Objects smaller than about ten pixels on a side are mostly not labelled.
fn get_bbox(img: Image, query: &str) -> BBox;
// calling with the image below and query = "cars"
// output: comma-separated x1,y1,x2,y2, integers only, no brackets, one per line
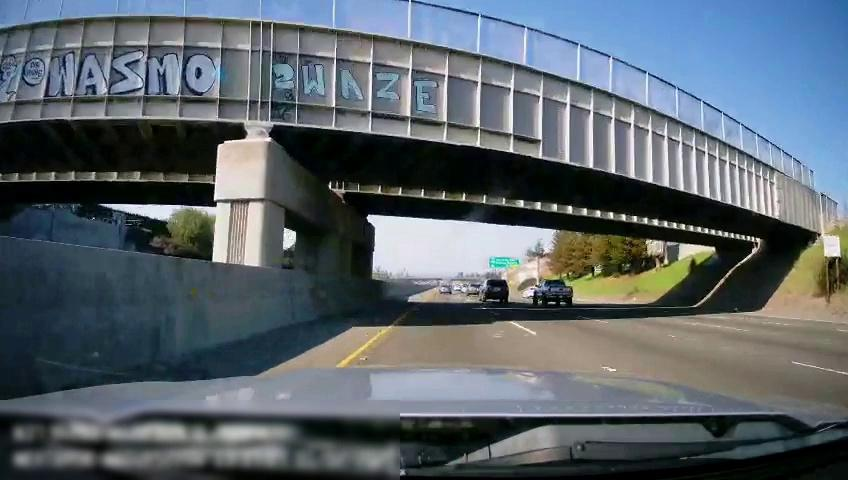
519,287,534,299
439,284,451,294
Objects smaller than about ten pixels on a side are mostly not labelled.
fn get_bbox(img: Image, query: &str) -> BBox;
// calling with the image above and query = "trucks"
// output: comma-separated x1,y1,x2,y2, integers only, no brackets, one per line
533,279,574,307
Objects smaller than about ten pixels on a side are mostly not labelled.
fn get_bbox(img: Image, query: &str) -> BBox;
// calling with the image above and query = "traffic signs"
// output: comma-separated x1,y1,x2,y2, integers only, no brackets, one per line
489,255,520,269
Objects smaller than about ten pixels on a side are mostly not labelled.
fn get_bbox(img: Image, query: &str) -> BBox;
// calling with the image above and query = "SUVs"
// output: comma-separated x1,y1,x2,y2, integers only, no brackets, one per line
479,279,509,303
466,284,480,297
